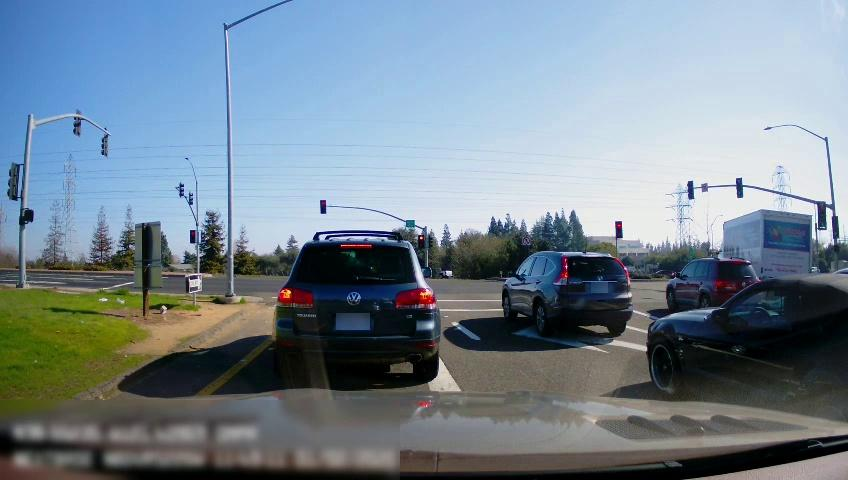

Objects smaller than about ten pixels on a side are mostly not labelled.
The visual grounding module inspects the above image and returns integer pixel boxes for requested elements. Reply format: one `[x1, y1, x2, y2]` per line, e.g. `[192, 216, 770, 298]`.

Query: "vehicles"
[645, 273, 848, 415]
[665, 257, 759, 312]
[716, 208, 814, 279]
[502, 249, 635, 341]
[431, 267, 455, 279]
[272, 240, 443, 384]
[834, 267, 848, 275]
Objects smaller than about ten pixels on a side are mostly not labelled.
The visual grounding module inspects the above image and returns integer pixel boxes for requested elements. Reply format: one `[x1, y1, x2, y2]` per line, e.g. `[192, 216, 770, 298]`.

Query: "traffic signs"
[405, 220, 416, 228]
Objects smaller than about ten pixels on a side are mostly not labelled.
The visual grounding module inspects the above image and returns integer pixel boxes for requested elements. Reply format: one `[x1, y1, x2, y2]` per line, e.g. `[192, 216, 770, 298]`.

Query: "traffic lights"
[686, 179, 695, 201]
[429, 237, 435, 250]
[72, 111, 83, 136]
[188, 193, 195, 207]
[817, 200, 828, 230]
[737, 177, 746, 198]
[190, 229, 197, 243]
[417, 235, 425, 247]
[615, 220, 624, 239]
[7, 164, 19, 202]
[320, 199, 327, 215]
[100, 135, 108, 158]
[176, 181, 185, 197]
[23, 209, 34, 222]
